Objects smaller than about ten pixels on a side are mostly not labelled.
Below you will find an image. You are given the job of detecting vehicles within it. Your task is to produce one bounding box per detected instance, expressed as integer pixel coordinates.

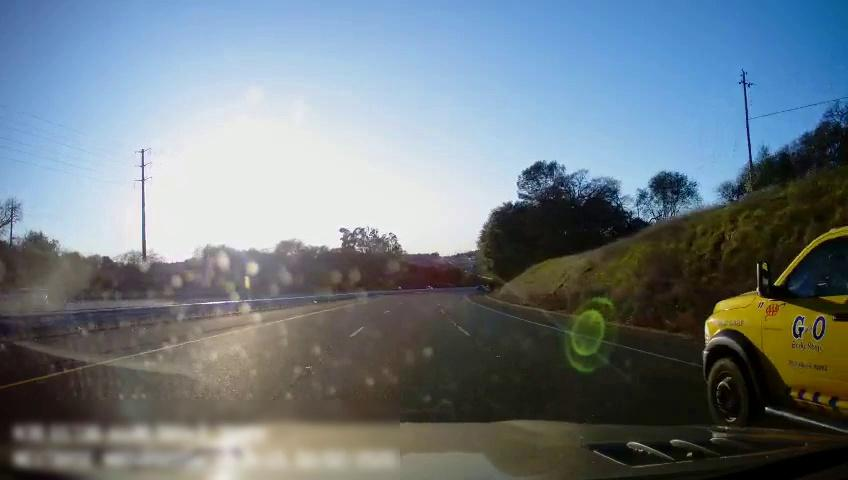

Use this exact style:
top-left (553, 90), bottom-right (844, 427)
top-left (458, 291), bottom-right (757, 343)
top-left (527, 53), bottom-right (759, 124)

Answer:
top-left (701, 225), bottom-right (848, 435)
top-left (0, 288), bottom-right (49, 314)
